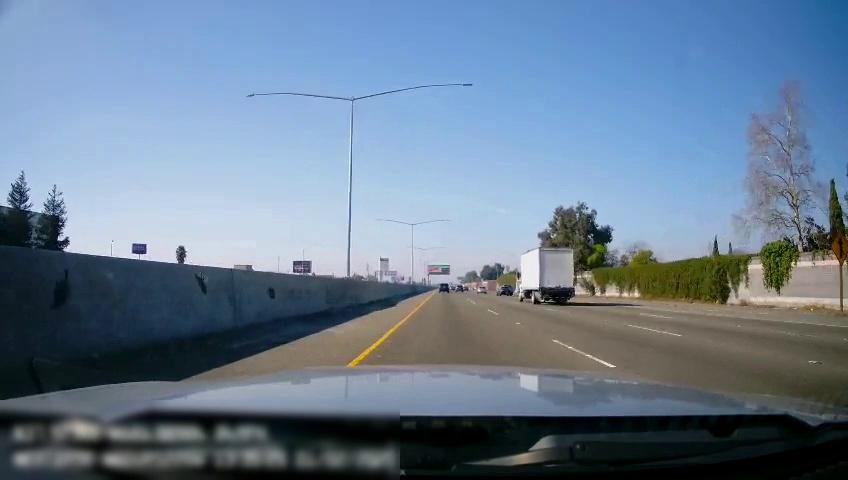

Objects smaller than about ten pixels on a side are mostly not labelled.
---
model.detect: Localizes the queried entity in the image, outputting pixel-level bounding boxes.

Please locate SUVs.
[438,283,449,293]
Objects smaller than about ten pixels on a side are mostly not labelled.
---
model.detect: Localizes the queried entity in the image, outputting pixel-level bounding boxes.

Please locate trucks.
[516,248,574,304]
[502,284,514,295]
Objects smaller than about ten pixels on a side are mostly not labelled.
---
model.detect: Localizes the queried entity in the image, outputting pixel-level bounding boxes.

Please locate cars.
[496,286,512,296]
